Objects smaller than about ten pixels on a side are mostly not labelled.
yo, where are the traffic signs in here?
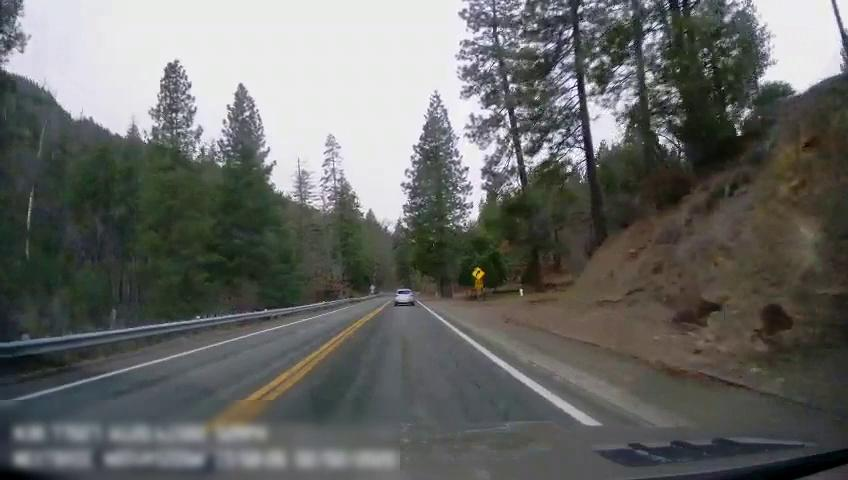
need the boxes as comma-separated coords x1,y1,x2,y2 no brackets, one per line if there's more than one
474,279,484,290
471,266,485,280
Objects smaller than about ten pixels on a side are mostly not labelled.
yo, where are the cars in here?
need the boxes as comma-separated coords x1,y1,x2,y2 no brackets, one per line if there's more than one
394,289,414,306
